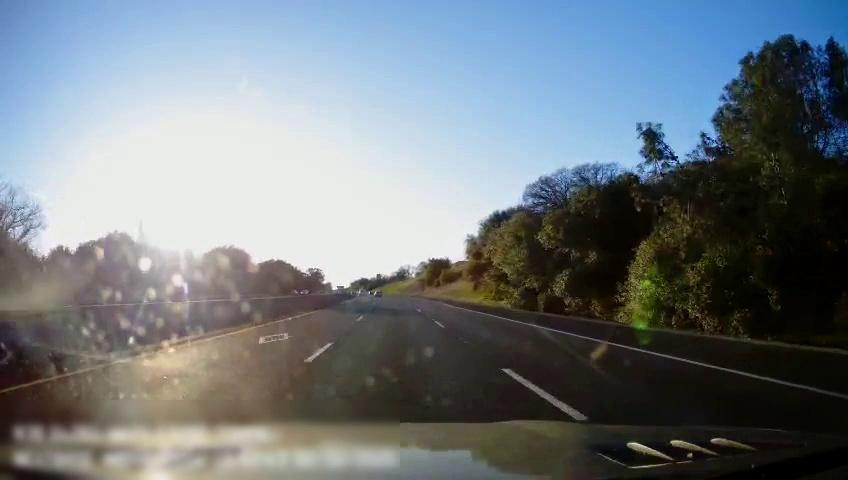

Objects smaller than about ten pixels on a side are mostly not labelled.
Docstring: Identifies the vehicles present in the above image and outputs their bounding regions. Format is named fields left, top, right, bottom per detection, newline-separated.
left=356, top=288, right=369, bottom=297
left=372, top=290, right=381, bottom=297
